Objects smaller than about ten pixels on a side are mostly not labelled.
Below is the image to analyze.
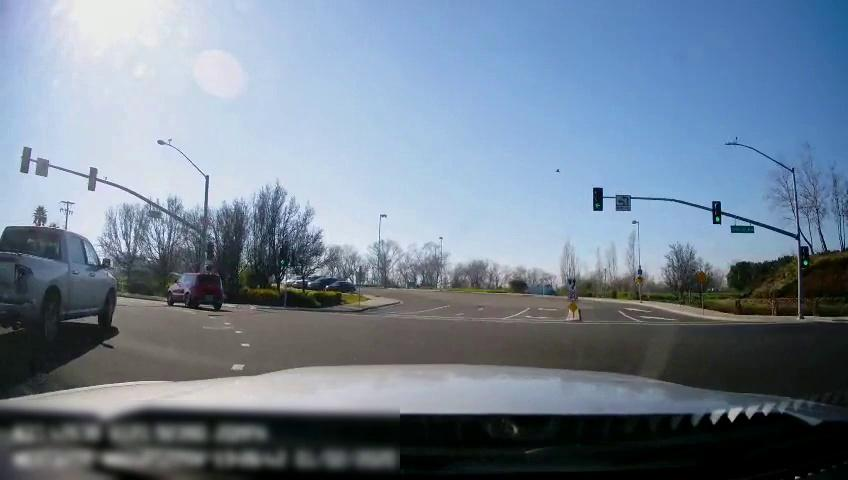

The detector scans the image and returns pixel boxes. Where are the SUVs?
[292,275,325,289]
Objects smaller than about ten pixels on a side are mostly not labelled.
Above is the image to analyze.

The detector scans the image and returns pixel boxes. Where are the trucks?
[0,225,118,345]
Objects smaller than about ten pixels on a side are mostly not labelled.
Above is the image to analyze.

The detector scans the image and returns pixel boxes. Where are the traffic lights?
[592,187,604,212]
[206,242,214,261]
[20,146,33,174]
[799,245,810,268]
[289,249,297,268]
[711,200,722,225]
[87,167,98,192]
[279,247,288,267]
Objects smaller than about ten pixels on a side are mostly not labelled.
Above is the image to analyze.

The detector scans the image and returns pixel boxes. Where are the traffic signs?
[694,271,709,285]
[148,210,162,219]
[568,301,578,312]
[35,157,50,178]
[730,225,755,234]
[568,291,577,303]
[567,278,577,293]
[615,194,632,212]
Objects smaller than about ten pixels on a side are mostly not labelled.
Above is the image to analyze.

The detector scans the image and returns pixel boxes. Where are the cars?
[306,277,338,291]
[325,281,357,293]
[166,272,224,311]
[284,275,303,288]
